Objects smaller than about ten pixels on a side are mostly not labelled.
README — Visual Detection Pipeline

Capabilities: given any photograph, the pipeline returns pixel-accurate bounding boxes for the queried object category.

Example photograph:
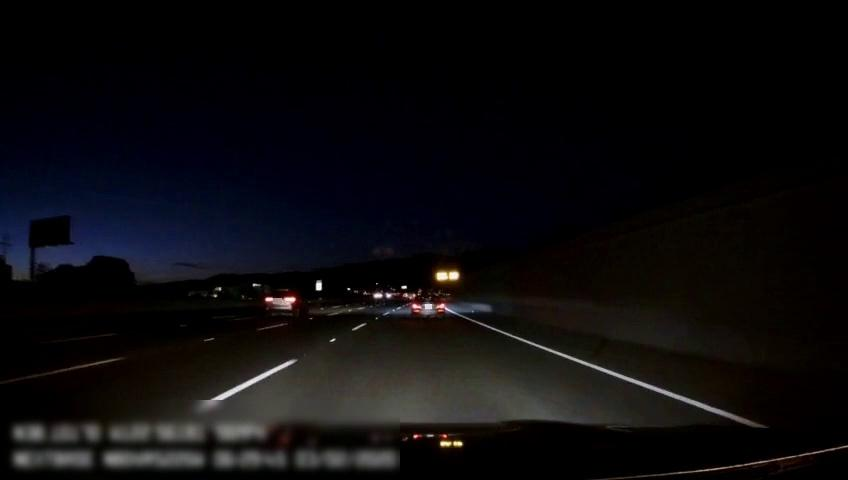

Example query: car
[410,292,446,321]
